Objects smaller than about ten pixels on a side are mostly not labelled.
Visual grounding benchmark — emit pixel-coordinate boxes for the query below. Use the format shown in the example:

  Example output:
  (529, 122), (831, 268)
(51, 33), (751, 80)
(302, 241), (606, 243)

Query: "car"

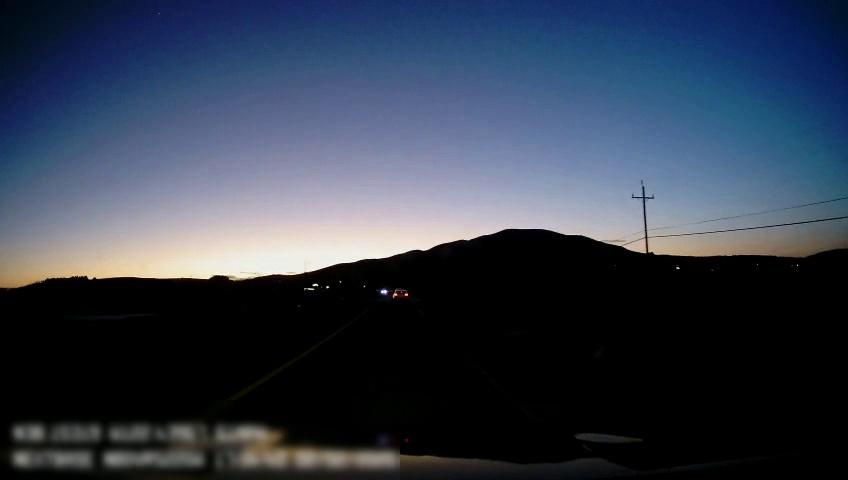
(392, 288), (409, 302)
